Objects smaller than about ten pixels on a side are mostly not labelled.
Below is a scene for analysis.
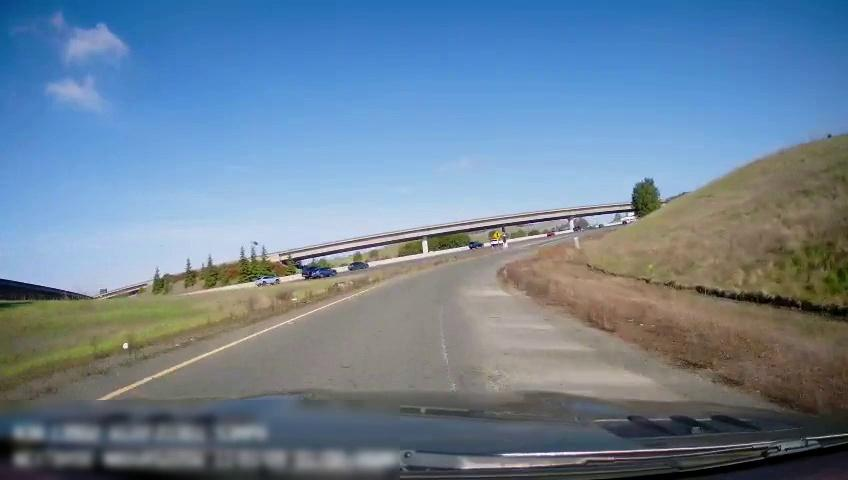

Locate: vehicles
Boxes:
[301,264,323,280]
[490,237,505,247]
[347,261,370,272]
[310,266,338,279]
[255,275,280,288]
[468,240,484,250]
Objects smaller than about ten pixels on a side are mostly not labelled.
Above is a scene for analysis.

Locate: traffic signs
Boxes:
[491,230,504,242]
